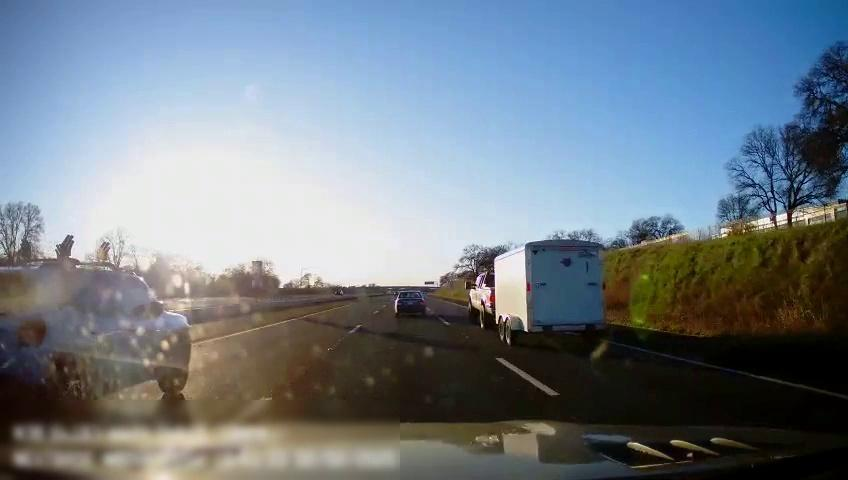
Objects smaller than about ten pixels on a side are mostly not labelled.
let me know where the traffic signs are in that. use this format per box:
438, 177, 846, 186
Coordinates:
251, 260, 262, 289
424, 281, 435, 286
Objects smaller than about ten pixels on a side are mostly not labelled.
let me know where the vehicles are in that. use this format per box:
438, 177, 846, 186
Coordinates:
395, 290, 426, 319
494, 238, 607, 348
465, 272, 497, 331
333, 288, 344, 296
0, 268, 193, 433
